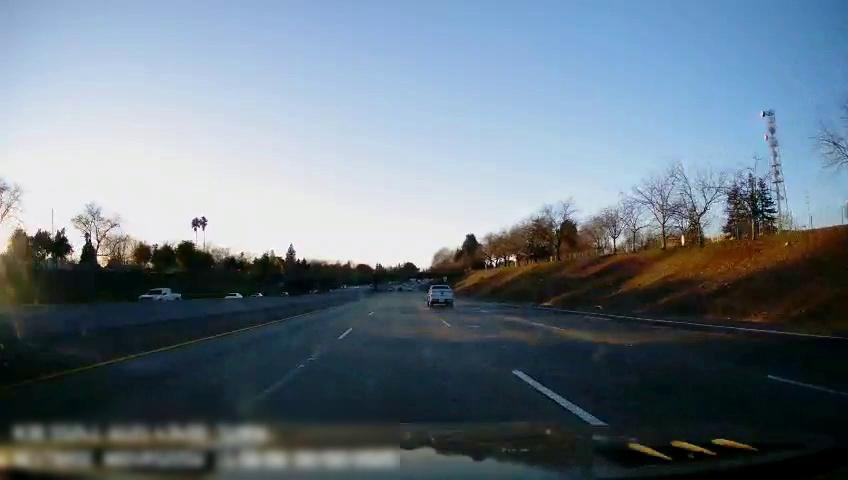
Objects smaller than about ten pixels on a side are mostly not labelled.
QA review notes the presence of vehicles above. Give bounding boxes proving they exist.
[224,292,243,299]
[426,284,455,309]
[251,292,263,297]
[138,288,182,302]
